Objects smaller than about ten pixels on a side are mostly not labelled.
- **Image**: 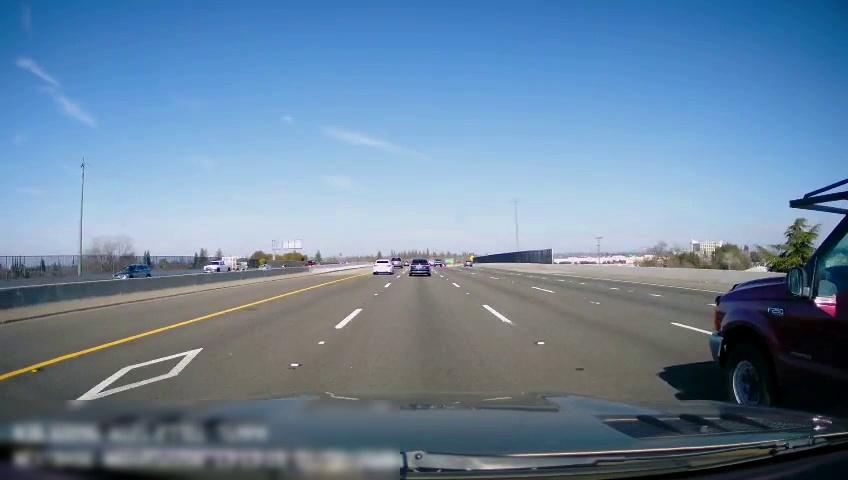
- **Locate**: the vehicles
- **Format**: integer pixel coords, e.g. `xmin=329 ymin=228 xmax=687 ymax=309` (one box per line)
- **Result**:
xmin=372 ymin=258 xmax=395 ymax=275
xmin=708 ymin=177 xmax=848 ymax=421
xmin=222 ymin=256 xmax=248 ymax=273
xmin=390 ymin=257 xmax=403 ymax=269
xmin=408 ymin=258 xmax=431 ymax=277
xmin=257 ymin=263 xmax=272 ymax=270
xmin=302 ymin=260 xmax=320 ymax=268
xmin=112 ymin=263 xmax=153 ymax=280
xmin=203 ymin=260 xmax=231 ymax=274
